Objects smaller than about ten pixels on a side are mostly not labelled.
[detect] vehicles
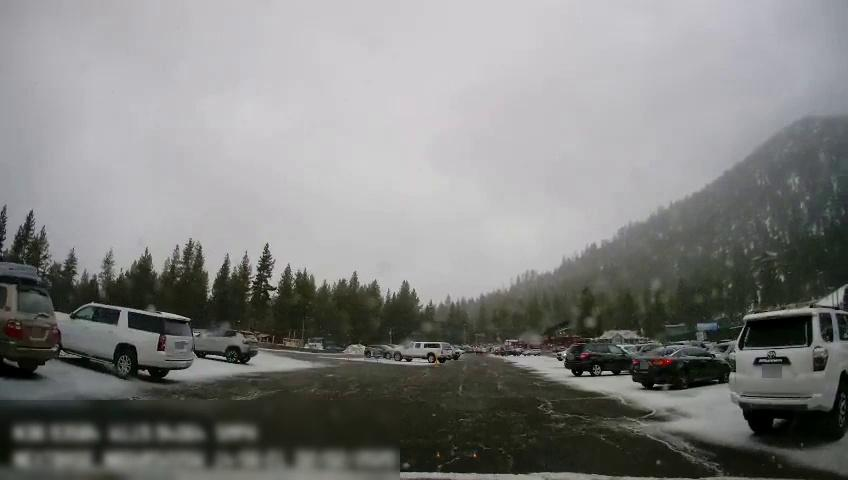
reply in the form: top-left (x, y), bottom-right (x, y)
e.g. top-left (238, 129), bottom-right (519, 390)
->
top-left (55, 302), bottom-right (194, 380)
top-left (728, 307), bottom-right (848, 438)
top-left (565, 342), bottom-right (633, 378)
top-left (393, 341), bottom-right (452, 364)
top-left (631, 345), bottom-right (729, 391)
top-left (556, 347), bottom-right (569, 362)
top-left (0, 282), bottom-right (61, 376)
top-left (192, 327), bottom-right (260, 367)
top-left (364, 345), bottom-right (392, 360)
